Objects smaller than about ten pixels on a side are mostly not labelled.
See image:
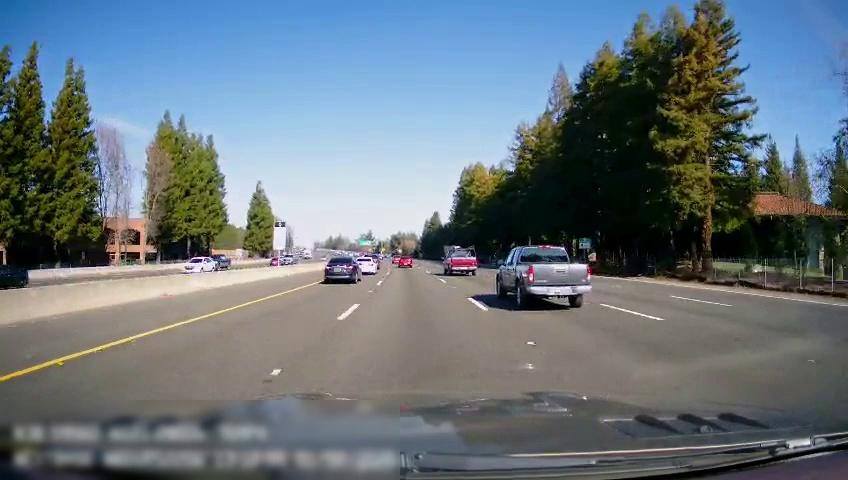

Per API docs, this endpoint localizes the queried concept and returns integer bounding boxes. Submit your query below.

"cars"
[324,257,363,285]
[208,254,231,270]
[0,263,29,290]
[178,256,219,274]
[353,257,377,276]
[397,256,413,269]
[280,253,298,266]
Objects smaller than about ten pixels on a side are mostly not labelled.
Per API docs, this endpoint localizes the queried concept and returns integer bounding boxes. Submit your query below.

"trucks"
[441,246,479,276]
[495,245,593,309]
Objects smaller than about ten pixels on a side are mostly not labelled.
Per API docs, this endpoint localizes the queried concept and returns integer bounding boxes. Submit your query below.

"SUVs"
[363,254,381,270]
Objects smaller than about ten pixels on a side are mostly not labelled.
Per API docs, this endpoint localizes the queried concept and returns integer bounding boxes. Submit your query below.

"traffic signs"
[272,221,287,250]
[359,239,371,246]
